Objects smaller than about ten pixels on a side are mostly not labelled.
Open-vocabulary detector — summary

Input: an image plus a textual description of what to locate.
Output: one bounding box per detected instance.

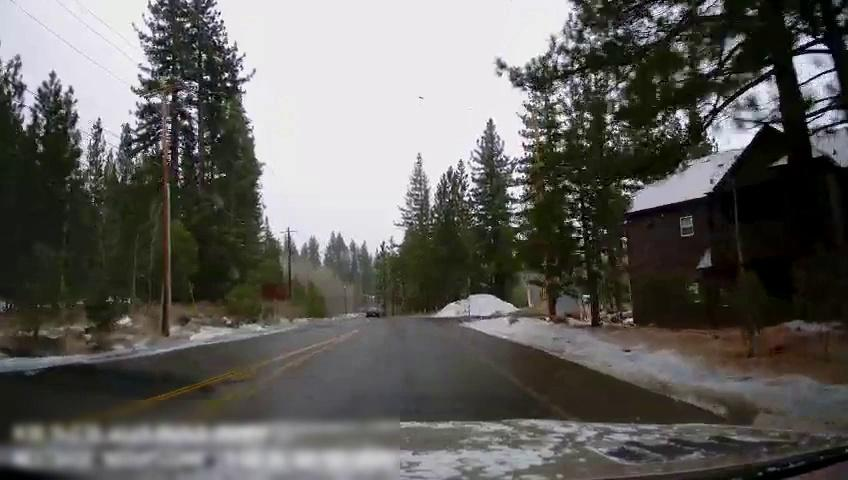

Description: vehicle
[366,304,383,318]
